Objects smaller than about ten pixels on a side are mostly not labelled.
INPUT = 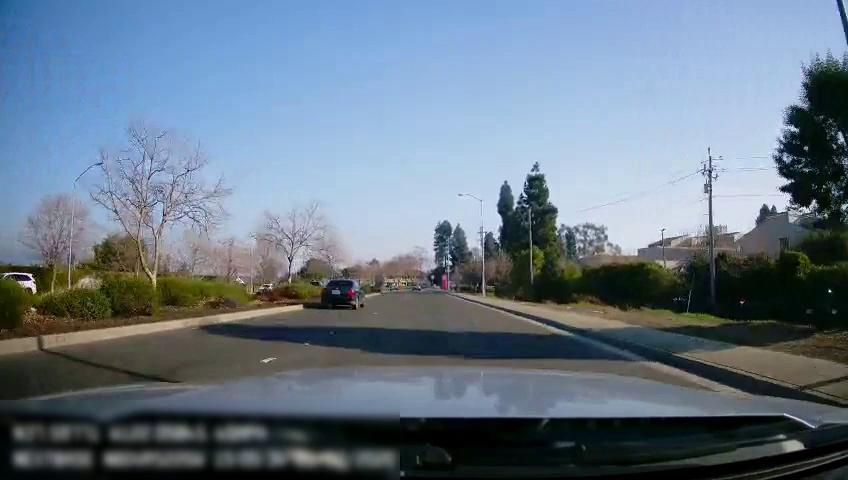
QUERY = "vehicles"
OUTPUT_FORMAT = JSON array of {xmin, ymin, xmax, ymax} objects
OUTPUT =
[
  {"xmin": 321, "ymin": 279, "xmax": 365, "ymax": 310},
  {"xmin": 0, "ymin": 273, "xmax": 37, "ymax": 298},
  {"xmin": 307, "ymin": 281, "xmax": 326, "ymax": 291}
]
